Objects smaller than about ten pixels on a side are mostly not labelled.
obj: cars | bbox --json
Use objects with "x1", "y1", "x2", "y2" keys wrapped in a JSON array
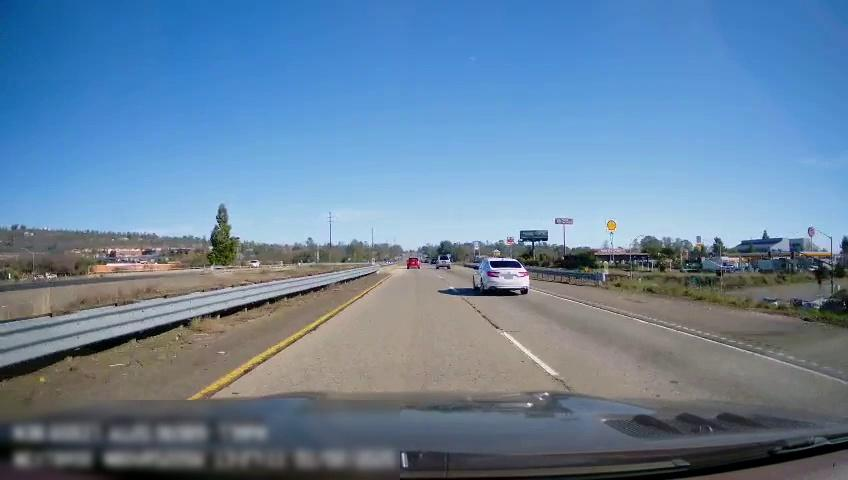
[{"x1": 471, "y1": 257, "x2": 530, "y2": 296}]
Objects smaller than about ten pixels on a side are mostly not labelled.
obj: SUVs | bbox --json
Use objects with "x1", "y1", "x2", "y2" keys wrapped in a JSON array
[
  {"x1": 435, "y1": 255, "x2": 452, "y2": 269},
  {"x1": 406, "y1": 256, "x2": 421, "y2": 269},
  {"x1": 246, "y1": 259, "x2": 262, "y2": 269}
]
